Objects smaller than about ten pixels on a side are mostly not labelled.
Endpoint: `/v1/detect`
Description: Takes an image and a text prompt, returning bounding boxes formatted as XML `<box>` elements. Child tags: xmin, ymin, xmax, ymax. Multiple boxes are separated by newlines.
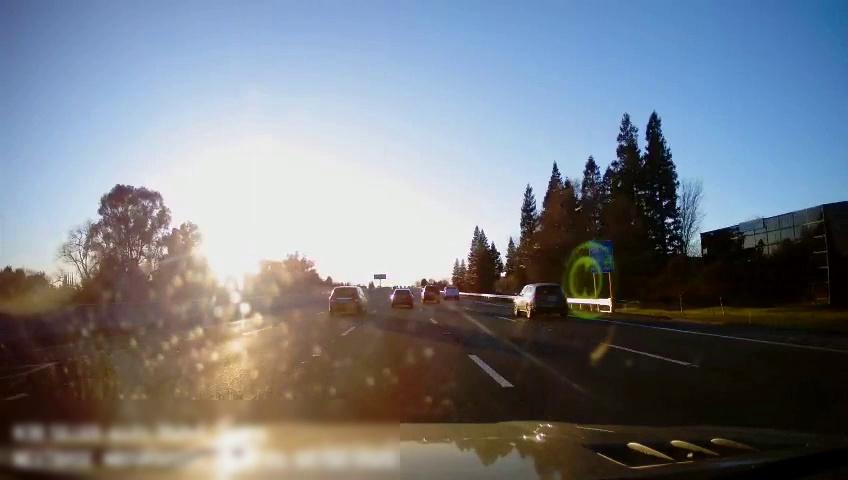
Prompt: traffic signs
<box><xmin>588</xmin><ymin>239</ymin><xmax>614</xmax><ymax>272</ymax></box>
<box><xmin>373</xmin><ymin>274</ymin><xmax>386</xmax><ymax>280</ymax></box>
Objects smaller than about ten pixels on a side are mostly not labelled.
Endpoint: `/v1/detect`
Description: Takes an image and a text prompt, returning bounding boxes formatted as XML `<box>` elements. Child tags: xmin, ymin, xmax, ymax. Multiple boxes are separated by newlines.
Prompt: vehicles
<box><xmin>328</xmin><ymin>285</ymin><xmax>369</xmax><ymax>316</ymax></box>
<box><xmin>389</xmin><ymin>287</ymin><xmax>414</xmax><ymax>310</ymax></box>
<box><xmin>442</xmin><ymin>285</ymin><xmax>460</xmax><ymax>300</ymax></box>
<box><xmin>512</xmin><ymin>283</ymin><xmax>569</xmax><ymax>321</ymax></box>
<box><xmin>421</xmin><ymin>285</ymin><xmax>440</xmax><ymax>304</ymax></box>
